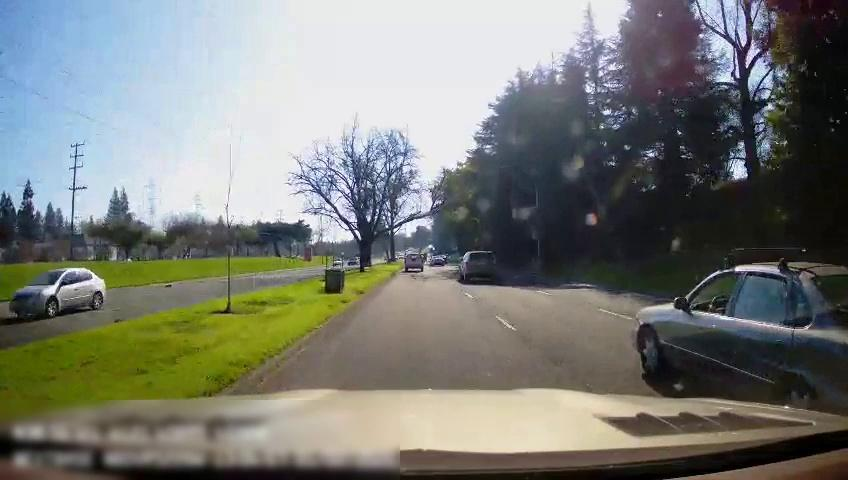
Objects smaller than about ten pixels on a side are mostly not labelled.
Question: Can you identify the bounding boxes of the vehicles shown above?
[332,257,344,267]
[632,244,848,415]
[431,254,446,266]
[347,256,360,266]
[458,250,501,282]
[403,253,425,273]
[9,267,106,321]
